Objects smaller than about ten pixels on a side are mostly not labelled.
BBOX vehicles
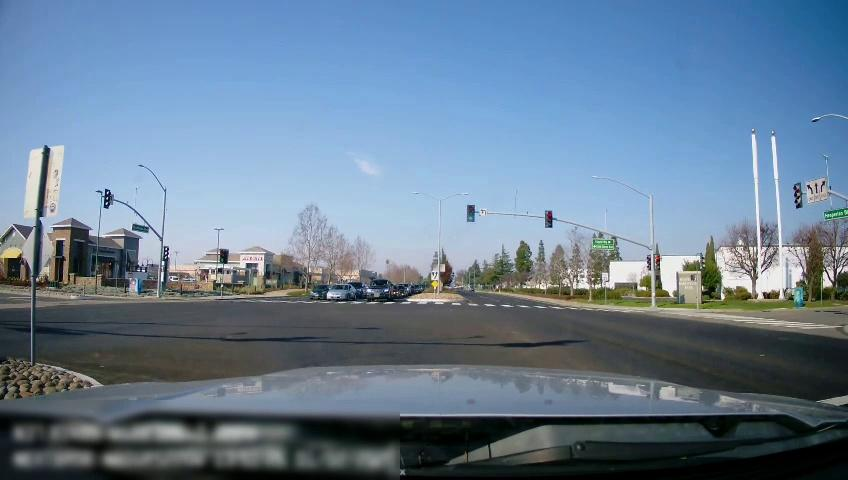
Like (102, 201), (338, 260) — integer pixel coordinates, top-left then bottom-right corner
(352, 284), (367, 301)
(310, 287), (332, 304)
(329, 285), (359, 302)
(367, 282), (396, 304)
(393, 284), (406, 302)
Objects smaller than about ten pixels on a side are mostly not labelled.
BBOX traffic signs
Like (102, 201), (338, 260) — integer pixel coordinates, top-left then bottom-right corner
(431, 270), (440, 281)
(806, 176), (828, 204)
(592, 239), (614, 251)
(823, 207), (848, 221)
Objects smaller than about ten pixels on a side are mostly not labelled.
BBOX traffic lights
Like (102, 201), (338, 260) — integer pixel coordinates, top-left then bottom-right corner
(103, 190), (111, 211)
(792, 183), (804, 209)
(219, 250), (224, 264)
(544, 210), (553, 228)
(224, 251), (229, 265)
(646, 255), (652, 272)
(653, 254), (660, 271)
(162, 248), (169, 264)
(466, 204), (475, 223)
